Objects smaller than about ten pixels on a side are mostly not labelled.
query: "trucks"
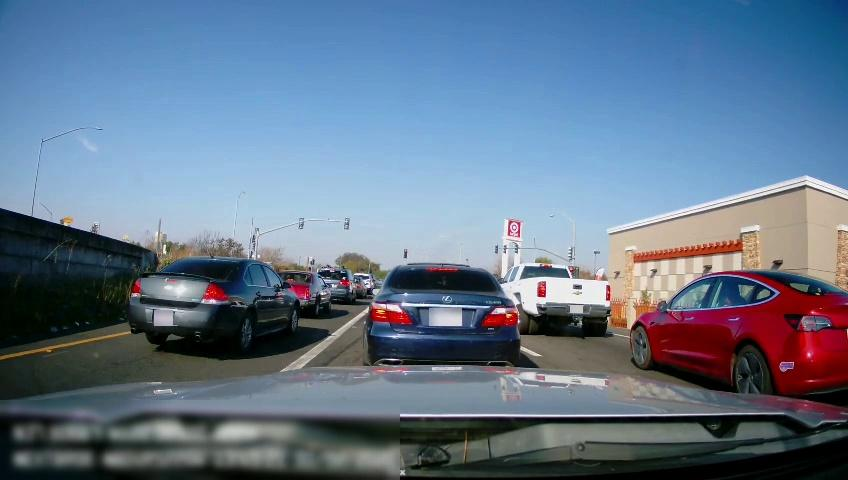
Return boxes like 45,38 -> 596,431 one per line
491,263 -> 613,338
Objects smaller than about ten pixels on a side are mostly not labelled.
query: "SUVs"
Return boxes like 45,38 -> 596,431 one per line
353,272 -> 376,296
314,264 -> 359,306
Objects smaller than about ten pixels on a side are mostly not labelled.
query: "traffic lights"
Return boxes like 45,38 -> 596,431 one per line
403,248 -> 408,260
343,217 -> 350,231
502,243 -> 507,255
297,217 -> 305,230
494,244 -> 499,255
513,242 -> 519,256
567,247 -> 573,261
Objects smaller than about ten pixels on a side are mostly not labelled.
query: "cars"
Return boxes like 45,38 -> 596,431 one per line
628,267 -> 848,408
125,254 -> 302,357
361,262 -> 522,367
267,268 -> 334,320
350,274 -> 370,300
